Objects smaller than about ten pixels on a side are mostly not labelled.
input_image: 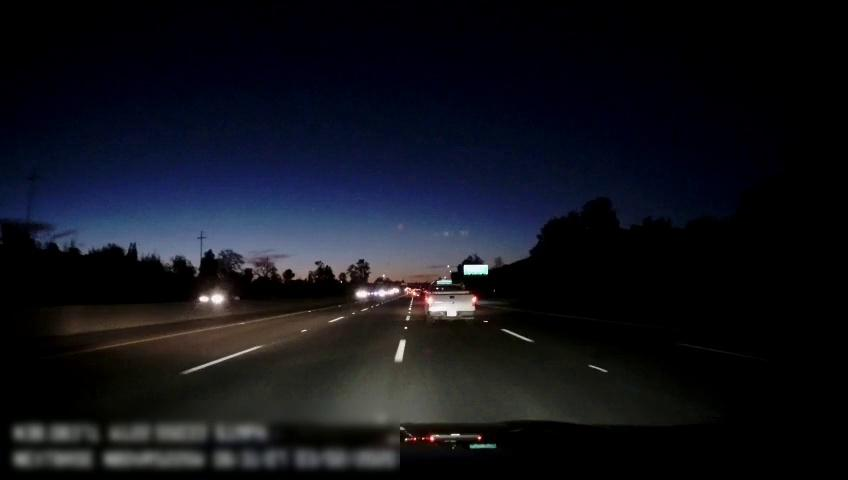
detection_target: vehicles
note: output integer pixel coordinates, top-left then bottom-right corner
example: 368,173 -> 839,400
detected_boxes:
197,291 -> 227,306
423,283 -> 478,327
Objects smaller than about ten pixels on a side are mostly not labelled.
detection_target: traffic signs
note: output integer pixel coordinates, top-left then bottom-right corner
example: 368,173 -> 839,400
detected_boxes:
438,278 -> 453,284
463,265 -> 489,275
